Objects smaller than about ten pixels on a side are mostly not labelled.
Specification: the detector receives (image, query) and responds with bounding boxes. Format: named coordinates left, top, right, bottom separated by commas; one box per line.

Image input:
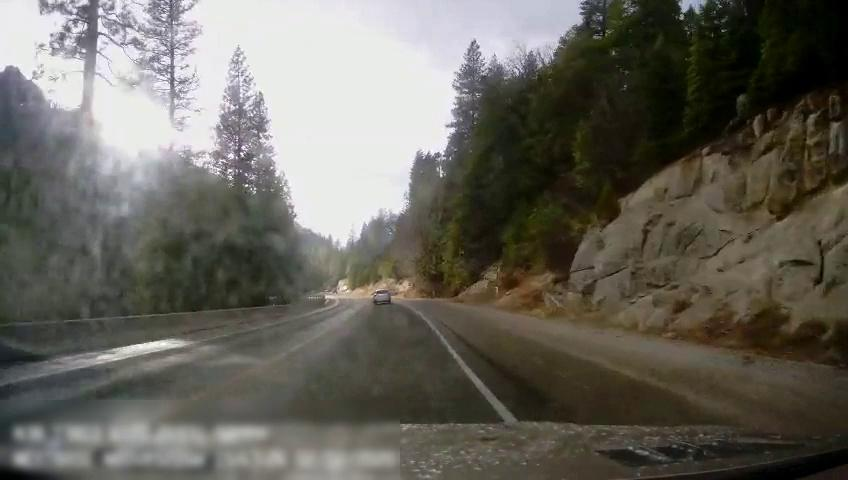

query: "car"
left=372, top=288, right=392, bottom=305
